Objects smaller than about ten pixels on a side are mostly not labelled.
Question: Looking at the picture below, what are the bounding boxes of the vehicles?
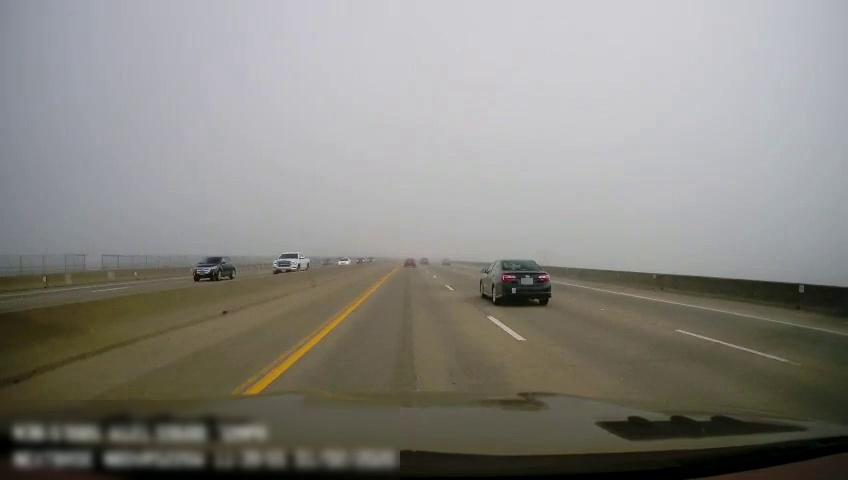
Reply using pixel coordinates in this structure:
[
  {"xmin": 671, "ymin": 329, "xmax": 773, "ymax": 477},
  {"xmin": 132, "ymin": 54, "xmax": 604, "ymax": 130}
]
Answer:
[
  {"xmin": 192, "ymin": 256, "xmax": 236, "ymax": 283},
  {"xmin": 337, "ymin": 257, "xmax": 352, "ymax": 266},
  {"xmin": 404, "ymin": 258, "xmax": 417, "ymax": 268},
  {"xmin": 440, "ymin": 258, "xmax": 452, "ymax": 266},
  {"xmin": 270, "ymin": 251, "xmax": 311, "ymax": 275},
  {"xmin": 355, "ymin": 257, "xmax": 367, "ymax": 264},
  {"xmin": 419, "ymin": 256, "xmax": 431, "ymax": 266},
  {"xmin": 478, "ymin": 258, "xmax": 554, "ymax": 306}
]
